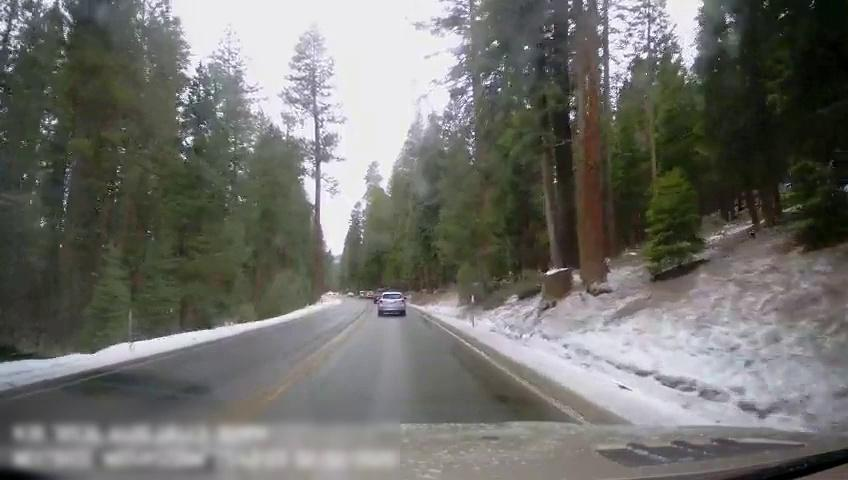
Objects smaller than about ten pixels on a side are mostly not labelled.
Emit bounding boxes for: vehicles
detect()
[376,291,407,317]
[371,289,383,304]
